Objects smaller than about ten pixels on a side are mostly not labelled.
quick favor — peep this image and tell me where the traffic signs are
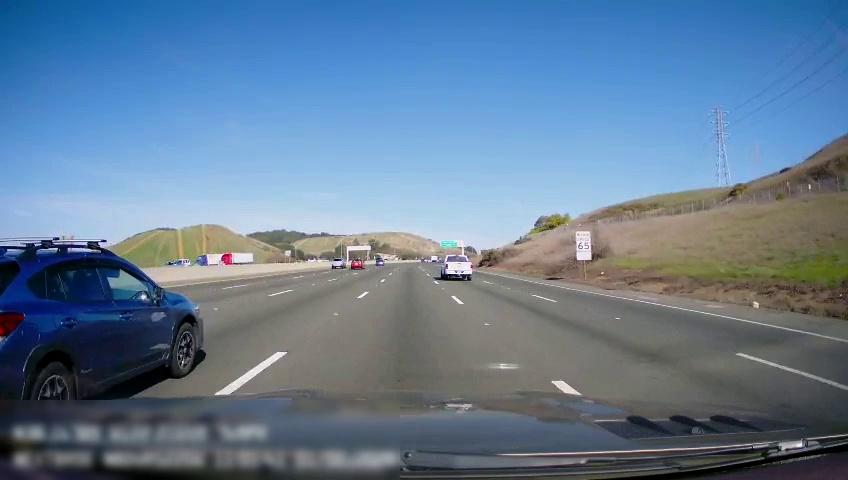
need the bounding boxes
[441,240,458,248]
[576,231,592,261]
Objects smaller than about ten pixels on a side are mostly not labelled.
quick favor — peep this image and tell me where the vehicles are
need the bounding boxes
[0,236,205,416]
[350,258,364,270]
[194,253,227,266]
[331,257,347,270]
[167,260,185,267]
[220,252,254,266]
[177,258,191,267]
[440,254,473,281]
